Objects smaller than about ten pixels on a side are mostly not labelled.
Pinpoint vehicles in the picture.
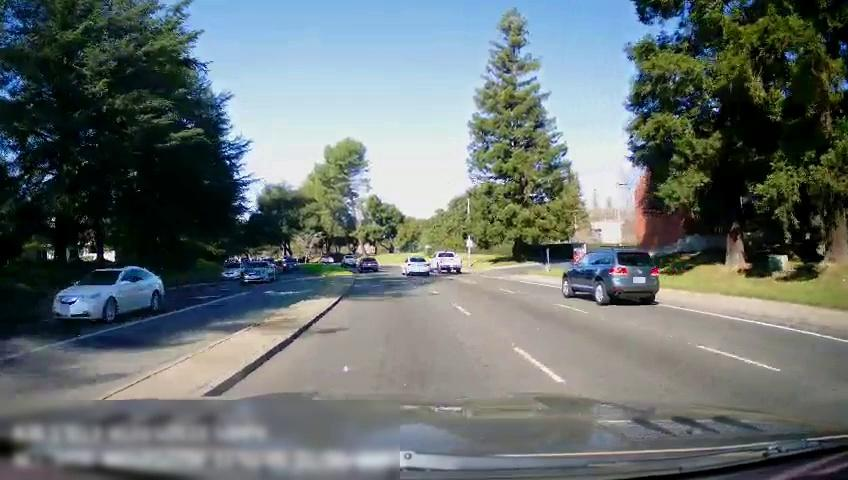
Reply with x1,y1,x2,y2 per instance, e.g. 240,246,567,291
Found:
223,263,241,280
282,257,300,272
52,265,166,328
341,255,356,268
239,260,278,285
400,256,430,276
431,250,462,274
359,257,378,272
560,245,661,306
